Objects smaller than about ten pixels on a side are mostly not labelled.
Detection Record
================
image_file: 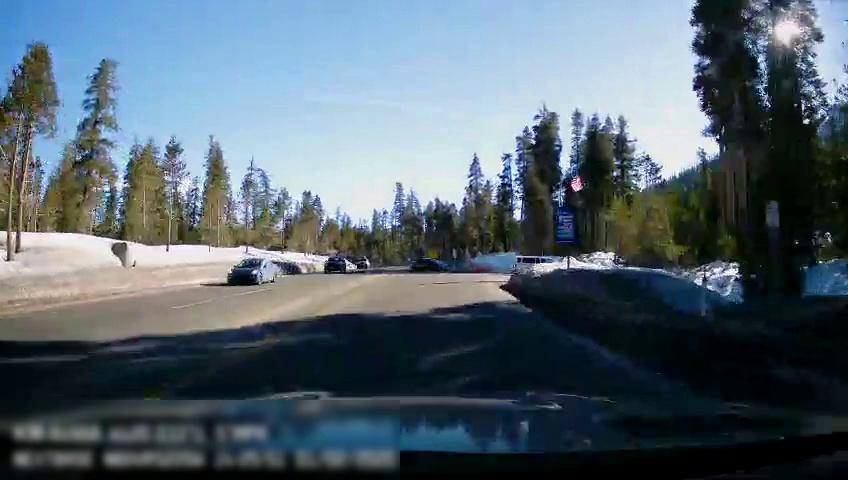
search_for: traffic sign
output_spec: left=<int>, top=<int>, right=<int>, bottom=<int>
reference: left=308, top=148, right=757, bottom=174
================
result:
left=554, top=210, right=577, bottom=245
